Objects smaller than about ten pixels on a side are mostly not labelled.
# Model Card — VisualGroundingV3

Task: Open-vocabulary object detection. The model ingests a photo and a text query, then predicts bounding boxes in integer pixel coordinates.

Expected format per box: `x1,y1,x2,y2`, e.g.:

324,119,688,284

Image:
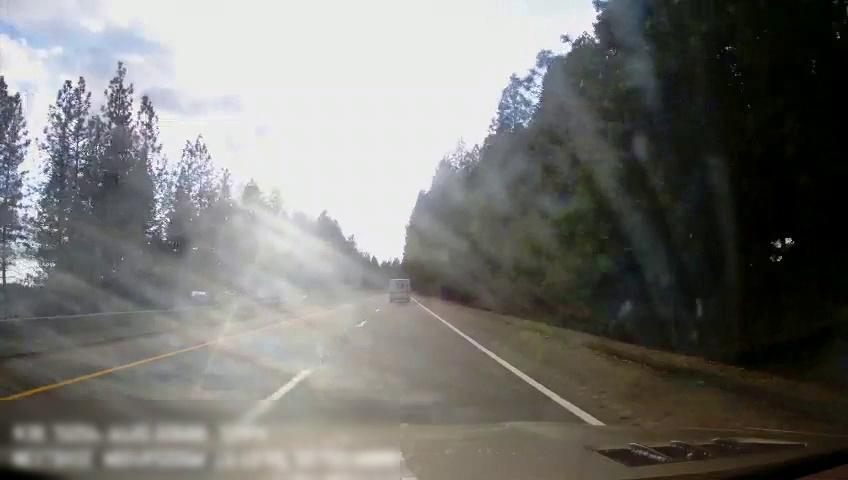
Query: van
389,278,411,303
